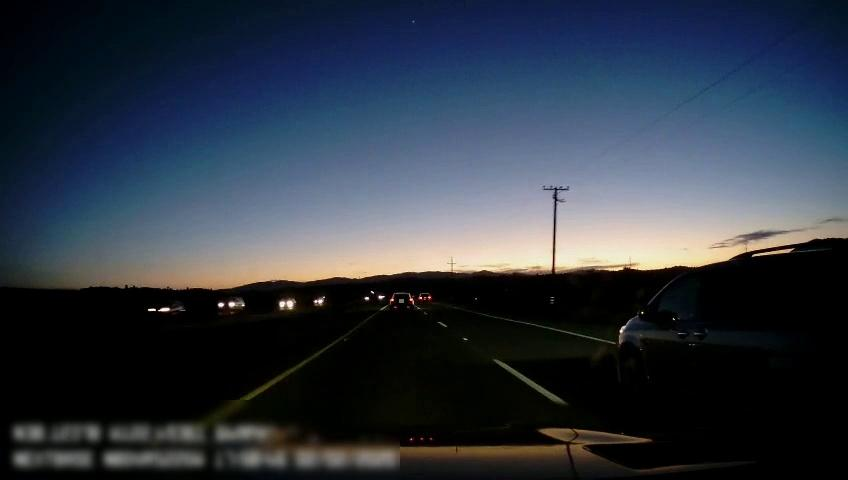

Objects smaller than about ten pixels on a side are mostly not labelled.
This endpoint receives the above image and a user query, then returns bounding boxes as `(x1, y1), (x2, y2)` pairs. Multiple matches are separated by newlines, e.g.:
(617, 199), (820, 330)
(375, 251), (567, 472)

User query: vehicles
(217, 296), (246, 312)
(616, 242), (848, 427)
(146, 300), (186, 319)
(313, 296), (325, 305)
(278, 295), (297, 310)
(390, 292), (415, 311)
(417, 292), (433, 304)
